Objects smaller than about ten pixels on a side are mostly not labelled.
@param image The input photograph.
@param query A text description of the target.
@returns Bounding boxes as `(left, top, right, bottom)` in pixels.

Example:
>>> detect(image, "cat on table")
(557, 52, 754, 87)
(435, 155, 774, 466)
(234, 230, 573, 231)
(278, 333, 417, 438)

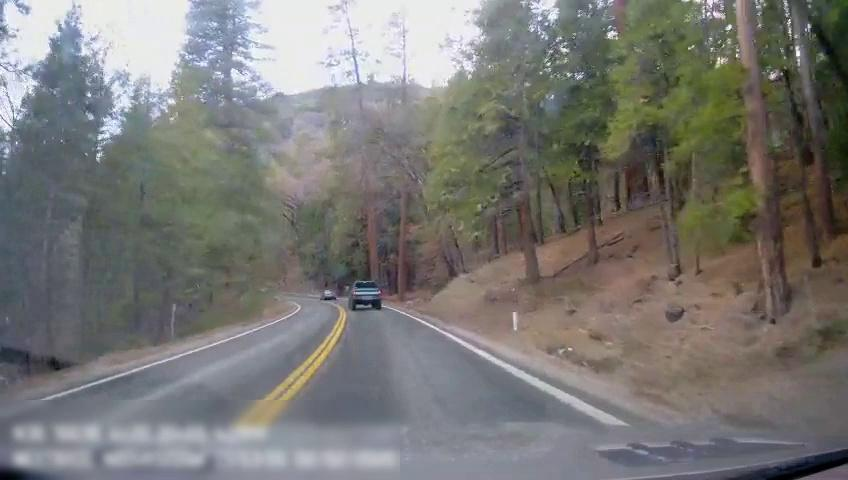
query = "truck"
(348, 280, 382, 310)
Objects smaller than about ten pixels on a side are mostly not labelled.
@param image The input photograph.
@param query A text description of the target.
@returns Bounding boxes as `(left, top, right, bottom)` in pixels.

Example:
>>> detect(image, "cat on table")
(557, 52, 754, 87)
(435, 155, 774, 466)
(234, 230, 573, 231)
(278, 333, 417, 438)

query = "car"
(320, 289, 337, 301)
